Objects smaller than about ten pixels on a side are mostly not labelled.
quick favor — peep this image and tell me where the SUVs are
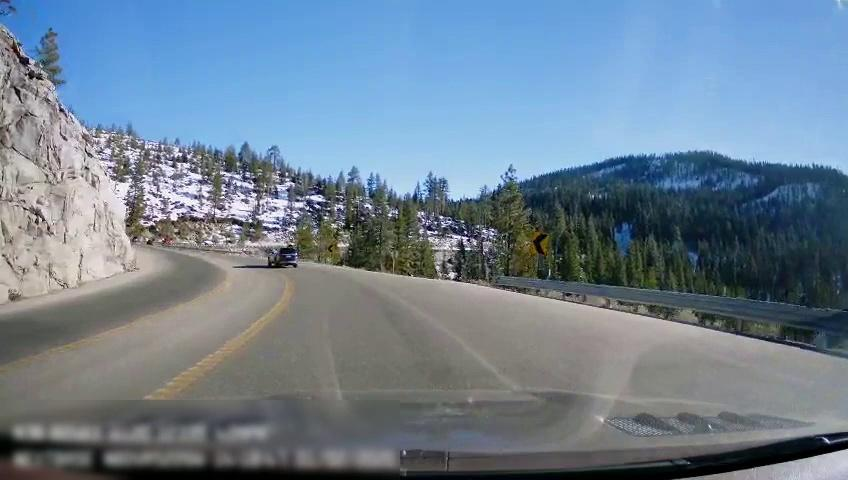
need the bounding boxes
[266,244,299,268]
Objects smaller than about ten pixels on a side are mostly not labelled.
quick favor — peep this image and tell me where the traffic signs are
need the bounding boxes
[327,243,336,254]
[527,230,552,257]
